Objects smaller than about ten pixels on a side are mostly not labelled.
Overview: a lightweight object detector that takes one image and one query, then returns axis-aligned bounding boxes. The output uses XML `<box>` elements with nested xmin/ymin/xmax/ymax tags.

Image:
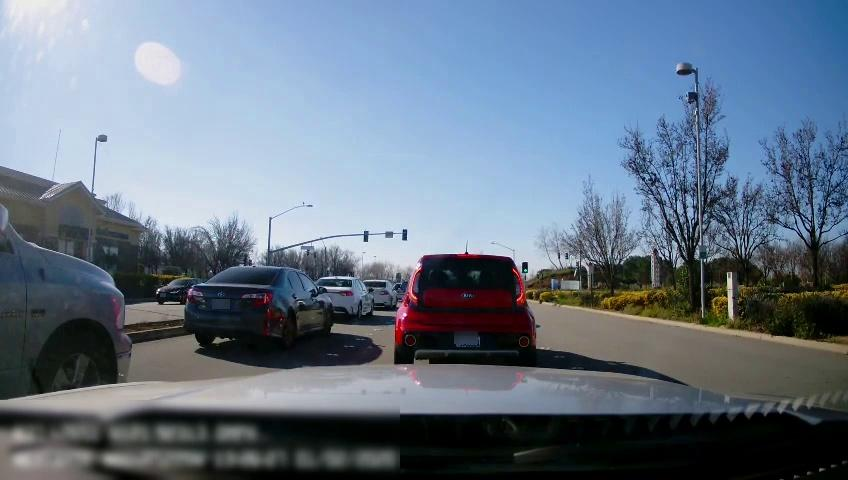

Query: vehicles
<box><xmin>389</xmin><ymin>281</ymin><xmax>409</xmax><ymax>303</ymax></box>
<box><xmin>184</xmin><ymin>265</ymin><xmax>335</xmax><ymax>353</ymax></box>
<box><xmin>360</xmin><ymin>279</ymin><xmax>398</xmax><ymax>311</ymax></box>
<box><xmin>393</xmin><ymin>252</ymin><xmax>536</xmax><ymax>368</ymax></box>
<box><xmin>0</xmin><ymin>213</ymin><xmax>133</xmax><ymax>402</ymax></box>
<box><xmin>156</xmin><ymin>277</ymin><xmax>207</xmax><ymax>305</ymax></box>
<box><xmin>315</xmin><ymin>277</ymin><xmax>375</xmax><ymax>321</ymax></box>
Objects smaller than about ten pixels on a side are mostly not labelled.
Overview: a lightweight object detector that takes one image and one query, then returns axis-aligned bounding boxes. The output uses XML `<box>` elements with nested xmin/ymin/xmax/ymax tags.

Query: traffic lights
<box><xmin>363</xmin><ymin>231</ymin><xmax>369</xmax><ymax>242</ymax></box>
<box><xmin>402</xmin><ymin>229</ymin><xmax>408</xmax><ymax>241</ymax></box>
<box><xmin>521</xmin><ymin>261</ymin><xmax>528</xmax><ymax>274</ymax></box>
